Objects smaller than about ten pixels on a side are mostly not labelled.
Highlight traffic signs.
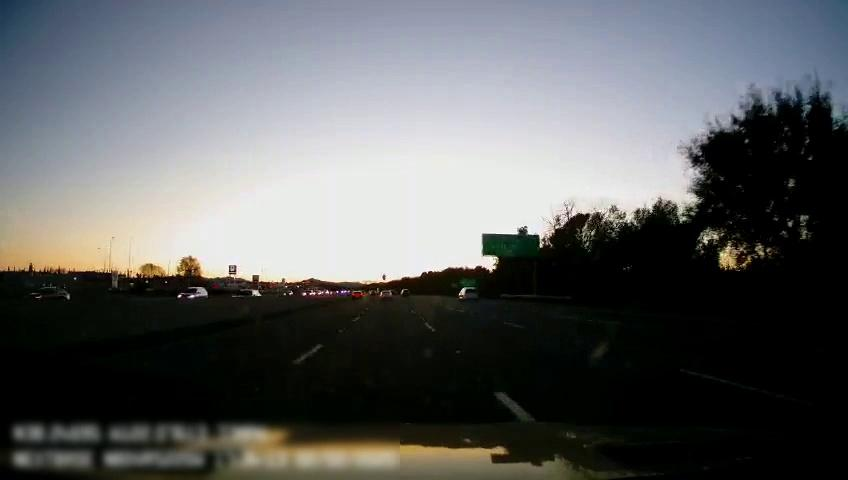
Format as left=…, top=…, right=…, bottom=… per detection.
left=459, top=279, right=478, bottom=287
left=482, top=234, right=540, bottom=257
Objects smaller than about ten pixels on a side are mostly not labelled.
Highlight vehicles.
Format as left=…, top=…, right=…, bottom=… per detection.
left=351, top=290, right=363, bottom=300
left=176, top=287, right=209, bottom=301
left=380, top=290, right=393, bottom=301
left=458, top=287, right=479, bottom=302
left=283, top=290, right=294, bottom=296
left=24, top=287, right=70, bottom=304
left=302, top=290, right=315, bottom=297
left=231, top=289, right=262, bottom=299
